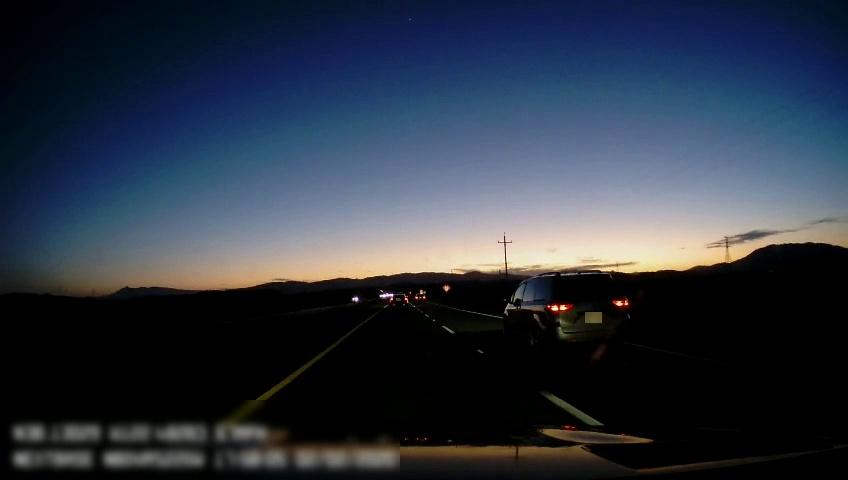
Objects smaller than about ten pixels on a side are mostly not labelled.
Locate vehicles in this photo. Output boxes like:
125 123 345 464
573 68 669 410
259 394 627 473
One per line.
500 272 633 352
414 293 427 304
389 293 408 309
